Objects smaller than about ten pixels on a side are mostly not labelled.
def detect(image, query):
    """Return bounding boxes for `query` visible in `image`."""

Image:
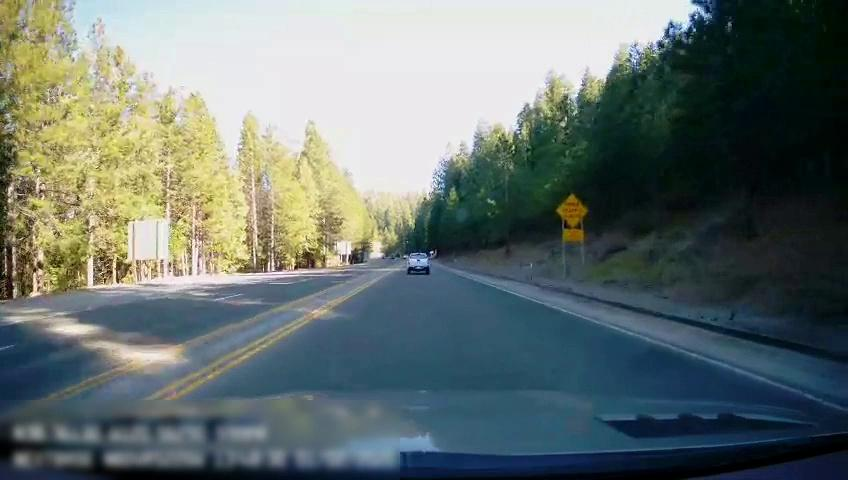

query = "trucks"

[406,253,431,275]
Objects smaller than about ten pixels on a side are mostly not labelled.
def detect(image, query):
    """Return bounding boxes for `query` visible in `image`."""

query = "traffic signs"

[561,228,585,241]
[555,193,588,229]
